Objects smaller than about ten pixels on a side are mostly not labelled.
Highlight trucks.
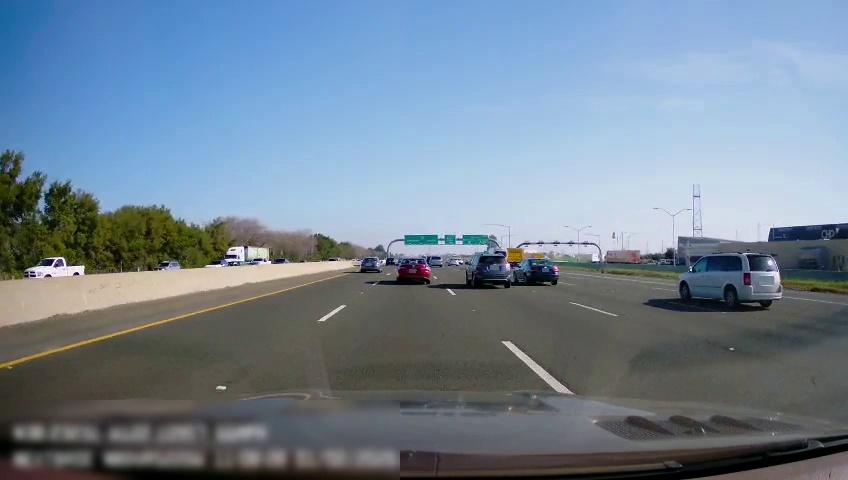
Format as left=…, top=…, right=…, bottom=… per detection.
left=531, top=253, right=544, bottom=260
left=573, top=253, right=603, bottom=263
left=603, top=249, right=641, bottom=264
left=23, top=256, right=86, bottom=281
left=223, top=246, right=270, bottom=267
left=506, top=247, right=524, bottom=269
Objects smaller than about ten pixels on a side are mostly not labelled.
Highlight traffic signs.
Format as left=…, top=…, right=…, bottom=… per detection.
left=403, top=233, right=438, bottom=247
left=462, top=234, right=491, bottom=246
left=444, top=234, right=457, bottom=246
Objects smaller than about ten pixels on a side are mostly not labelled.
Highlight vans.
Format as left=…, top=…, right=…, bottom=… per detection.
left=429, top=256, right=443, bottom=268
left=486, top=246, right=506, bottom=258
left=677, top=252, right=784, bottom=311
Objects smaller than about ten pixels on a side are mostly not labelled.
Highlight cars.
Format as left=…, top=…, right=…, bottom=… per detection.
left=447, top=258, right=459, bottom=267
left=360, top=258, right=381, bottom=274
left=396, top=258, right=431, bottom=284
left=512, top=257, right=561, bottom=286
left=152, top=260, right=183, bottom=272
left=201, top=260, right=229, bottom=269
left=247, top=256, right=272, bottom=266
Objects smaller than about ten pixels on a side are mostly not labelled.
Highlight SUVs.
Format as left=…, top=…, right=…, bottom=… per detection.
left=271, top=256, right=291, bottom=265
left=464, top=252, right=514, bottom=290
